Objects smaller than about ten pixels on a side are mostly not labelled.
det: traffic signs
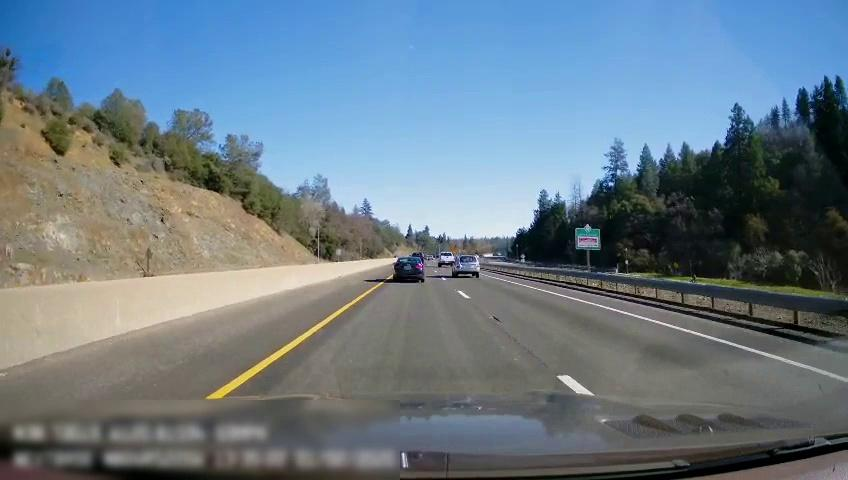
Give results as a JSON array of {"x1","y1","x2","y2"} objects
[{"x1": 576, "y1": 228, "x2": 601, "y2": 252}]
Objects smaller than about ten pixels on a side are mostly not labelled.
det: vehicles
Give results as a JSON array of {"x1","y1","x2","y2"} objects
[
  {"x1": 391, "y1": 255, "x2": 427, "y2": 284},
  {"x1": 438, "y1": 251, "x2": 456, "y2": 267},
  {"x1": 450, "y1": 254, "x2": 480, "y2": 279},
  {"x1": 411, "y1": 252, "x2": 425, "y2": 259}
]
